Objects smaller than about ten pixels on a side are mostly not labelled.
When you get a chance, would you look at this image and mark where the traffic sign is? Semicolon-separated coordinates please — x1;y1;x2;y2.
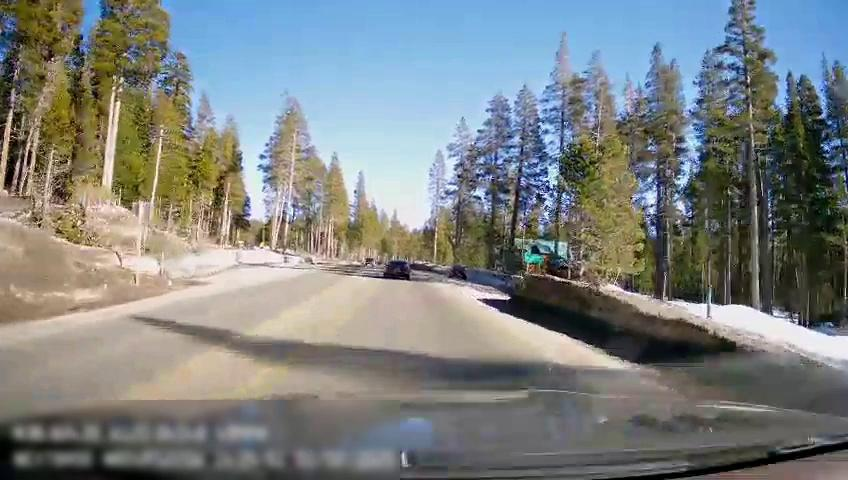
524;254;544;265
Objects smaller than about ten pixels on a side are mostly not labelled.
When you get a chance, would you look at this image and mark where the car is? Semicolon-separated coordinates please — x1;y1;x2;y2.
384;259;412;280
